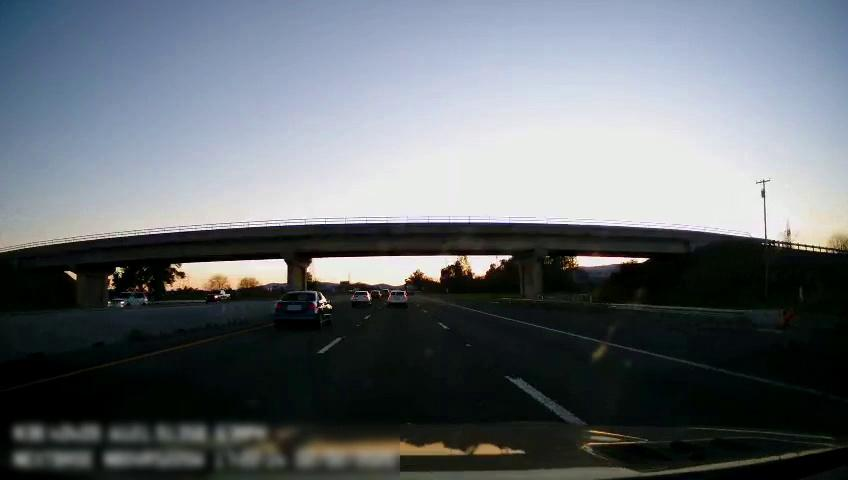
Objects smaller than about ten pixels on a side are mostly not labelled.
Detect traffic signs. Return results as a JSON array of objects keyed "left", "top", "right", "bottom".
[{"left": 783, "top": 307, "right": 793, "bottom": 326}]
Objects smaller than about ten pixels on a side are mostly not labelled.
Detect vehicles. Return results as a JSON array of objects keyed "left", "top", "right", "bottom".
[
  {"left": 370, "top": 290, "right": 381, "bottom": 300},
  {"left": 272, "top": 290, "right": 336, "bottom": 332},
  {"left": 106, "top": 291, "right": 148, "bottom": 308},
  {"left": 386, "top": 289, "right": 408, "bottom": 306},
  {"left": 205, "top": 289, "right": 231, "bottom": 304},
  {"left": 351, "top": 290, "right": 374, "bottom": 307}
]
